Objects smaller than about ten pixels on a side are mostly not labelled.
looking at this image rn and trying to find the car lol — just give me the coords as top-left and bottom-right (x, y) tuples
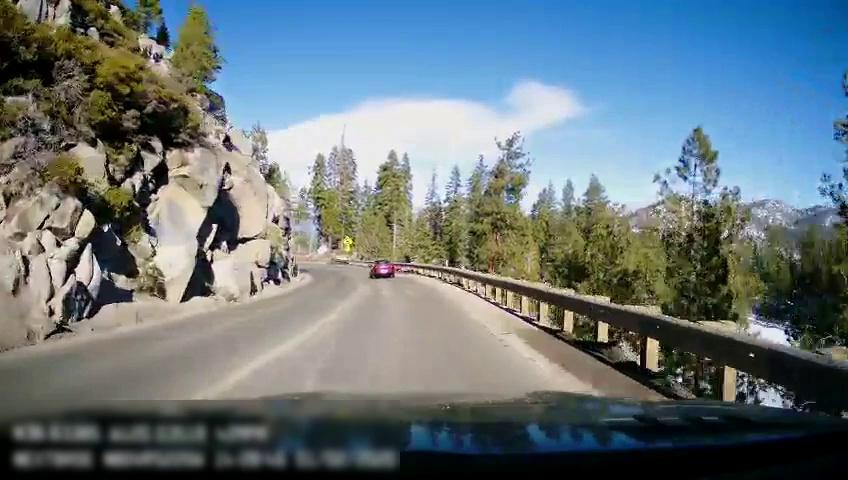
(369, 260), (395, 279)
